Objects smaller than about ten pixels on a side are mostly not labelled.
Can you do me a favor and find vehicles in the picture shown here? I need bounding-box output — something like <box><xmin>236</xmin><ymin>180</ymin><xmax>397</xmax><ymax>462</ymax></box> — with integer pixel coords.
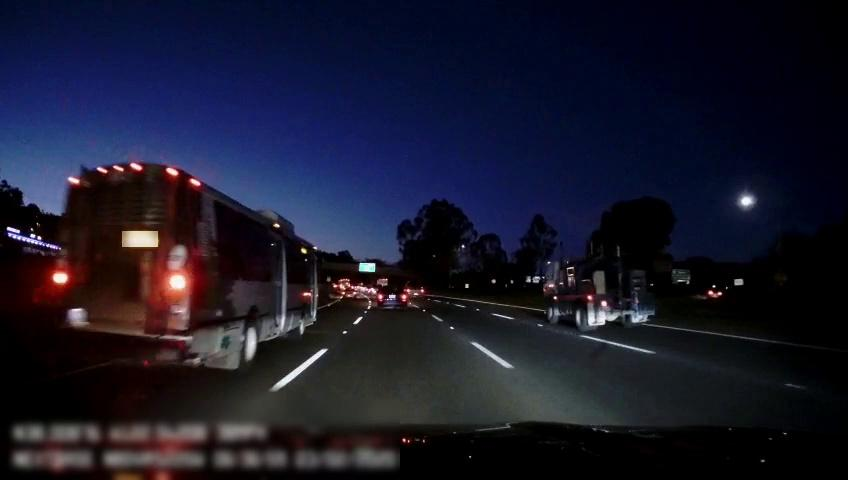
<box><xmin>342</xmin><ymin>288</ymin><xmax>357</xmax><ymax>300</ymax></box>
<box><xmin>58</xmin><ymin>161</ymin><xmax>317</xmax><ymax>373</ymax></box>
<box><xmin>406</xmin><ymin>283</ymin><xmax>427</xmax><ymax>300</ymax></box>
<box><xmin>706</xmin><ymin>285</ymin><xmax>724</xmax><ymax>299</ymax></box>
<box><xmin>377</xmin><ymin>285</ymin><xmax>408</xmax><ymax>310</ymax></box>
<box><xmin>543</xmin><ymin>255</ymin><xmax>655</xmax><ymax>332</ymax></box>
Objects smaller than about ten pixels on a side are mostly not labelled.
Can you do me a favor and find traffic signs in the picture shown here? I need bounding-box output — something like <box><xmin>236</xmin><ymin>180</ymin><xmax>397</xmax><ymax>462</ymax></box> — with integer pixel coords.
<box><xmin>733</xmin><ymin>279</ymin><xmax>744</xmax><ymax>285</ymax></box>
<box><xmin>673</xmin><ymin>269</ymin><xmax>691</xmax><ymax>282</ymax></box>
<box><xmin>774</xmin><ymin>272</ymin><xmax>787</xmax><ymax>283</ymax></box>
<box><xmin>359</xmin><ymin>262</ymin><xmax>376</xmax><ymax>273</ymax></box>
